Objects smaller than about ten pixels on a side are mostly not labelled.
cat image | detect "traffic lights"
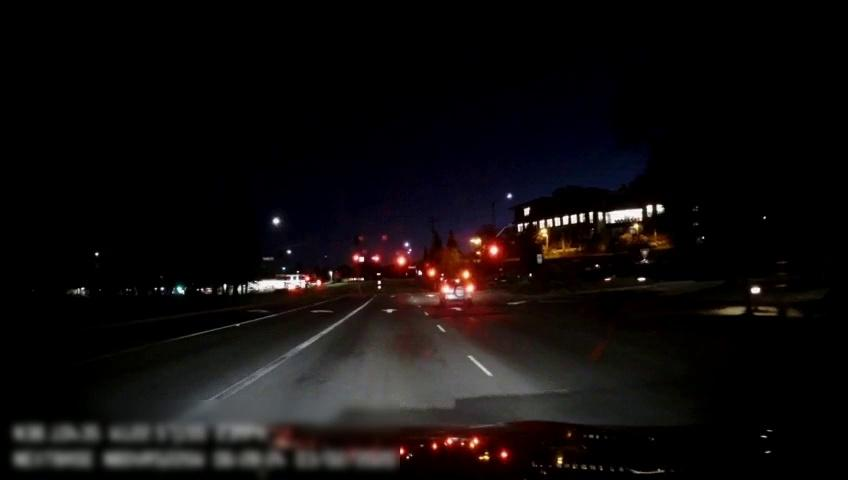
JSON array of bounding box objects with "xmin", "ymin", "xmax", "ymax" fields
[
  {"xmin": 490, "ymin": 244, "xmax": 498, "ymax": 258},
  {"xmin": 398, "ymin": 255, "xmax": 405, "ymax": 267},
  {"xmin": 353, "ymin": 253, "xmax": 359, "ymax": 265},
  {"xmin": 372, "ymin": 254, "xmax": 380, "ymax": 265}
]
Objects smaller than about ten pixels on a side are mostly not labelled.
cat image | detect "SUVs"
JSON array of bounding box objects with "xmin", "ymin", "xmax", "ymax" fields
[{"xmin": 438, "ymin": 278, "xmax": 475, "ymax": 310}]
